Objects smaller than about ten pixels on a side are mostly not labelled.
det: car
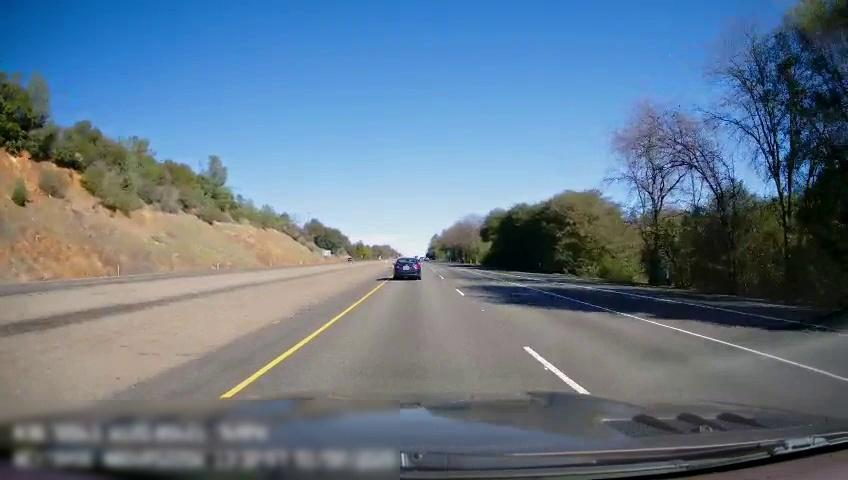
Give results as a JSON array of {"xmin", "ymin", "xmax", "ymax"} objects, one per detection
[{"xmin": 392, "ymin": 256, "xmax": 423, "ymax": 281}]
